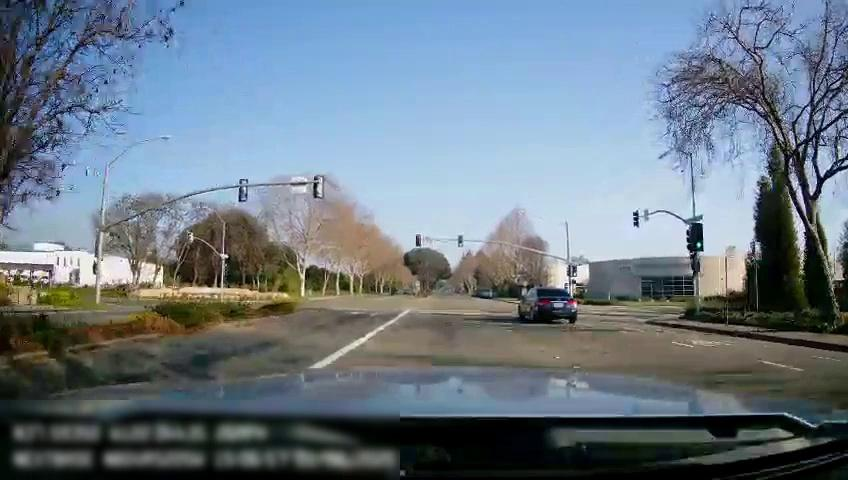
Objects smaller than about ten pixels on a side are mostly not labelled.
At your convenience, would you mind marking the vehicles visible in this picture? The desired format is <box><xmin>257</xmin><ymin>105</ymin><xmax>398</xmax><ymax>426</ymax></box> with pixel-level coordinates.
<box><xmin>517</xmin><ymin>287</ymin><xmax>578</xmax><ymax>325</ymax></box>
<box><xmin>478</xmin><ymin>287</ymin><xmax>493</xmax><ymax>300</ymax></box>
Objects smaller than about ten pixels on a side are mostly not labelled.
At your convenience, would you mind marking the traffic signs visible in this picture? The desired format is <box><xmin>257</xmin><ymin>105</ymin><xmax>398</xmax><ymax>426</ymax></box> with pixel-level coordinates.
<box><xmin>642</xmin><ymin>208</ymin><xmax>649</xmax><ymax>222</ymax></box>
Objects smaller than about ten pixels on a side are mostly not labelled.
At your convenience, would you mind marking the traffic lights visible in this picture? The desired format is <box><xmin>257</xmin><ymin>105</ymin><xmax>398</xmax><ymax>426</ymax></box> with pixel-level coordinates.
<box><xmin>238</xmin><ymin>178</ymin><xmax>249</xmax><ymax>203</ymax></box>
<box><xmin>566</xmin><ymin>264</ymin><xmax>572</xmax><ymax>278</ymax></box>
<box><xmin>457</xmin><ymin>234</ymin><xmax>464</xmax><ymax>249</ymax></box>
<box><xmin>312</xmin><ymin>175</ymin><xmax>326</xmax><ymax>199</ymax></box>
<box><xmin>689</xmin><ymin>252</ymin><xmax>700</xmax><ymax>272</ymax></box>
<box><xmin>414</xmin><ymin>233</ymin><xmax>422</xmax><ymax>247</ymax></box>
<box><xmin>632</xmin><ymin>209</ymin><xmax>640</xmax><ymax>229</ymax></box>
<box><xmin>685</xmin><ymin>225</ymin><xmax>696</xmax><ymax>254</ymax></box>
<box><xmin>692</xmin><ymin>222</ymin><xmax>705</xmax><ymax>252</ymax></box>
<box><xmin>571</xmin><ymin>264</ymin><xmax>578</xmax><ymax>278</ymax></box>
